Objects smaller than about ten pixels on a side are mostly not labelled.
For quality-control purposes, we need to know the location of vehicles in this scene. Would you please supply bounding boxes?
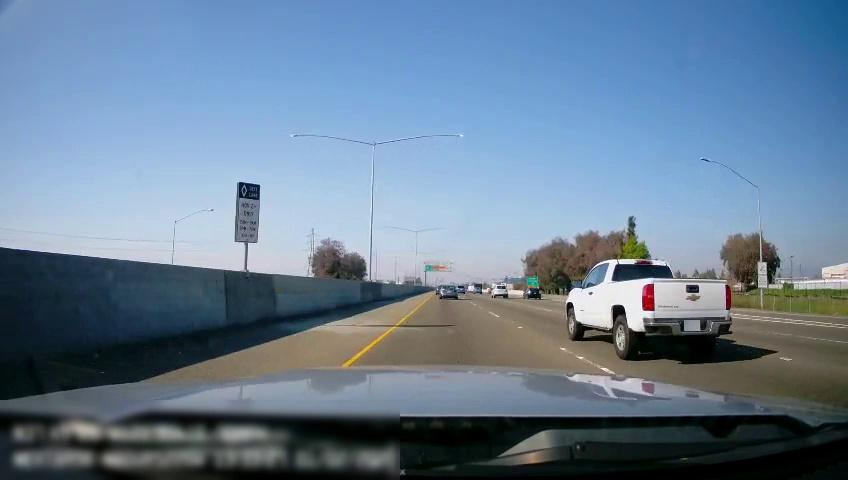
[474,283,483,295]
[563,258,734,360]
[491,285,509,298]
[527,287,542,299]
[438,284,460,301]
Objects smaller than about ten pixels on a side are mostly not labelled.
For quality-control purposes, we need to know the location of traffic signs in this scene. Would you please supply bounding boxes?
[527,277,539,287]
